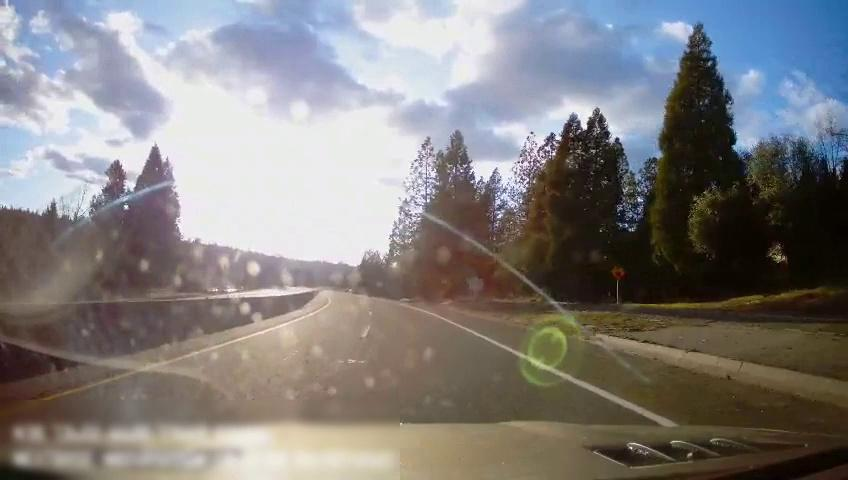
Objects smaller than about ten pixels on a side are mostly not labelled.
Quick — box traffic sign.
[611,265,625,280]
